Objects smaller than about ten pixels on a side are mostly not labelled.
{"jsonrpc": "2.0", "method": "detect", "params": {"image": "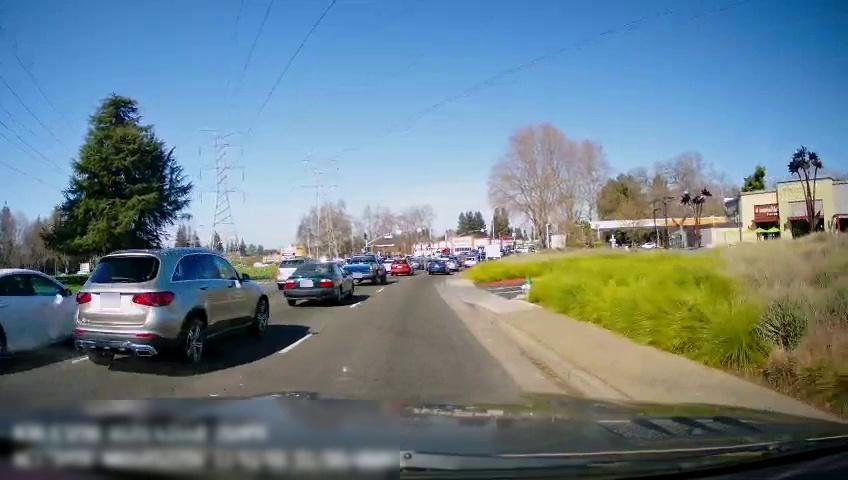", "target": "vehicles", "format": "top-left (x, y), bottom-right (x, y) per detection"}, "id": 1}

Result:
top-left (0, 268), bottom-right (76, 370)
top-left (73, 247), bottom-right (275, 372)
top-left (390, 259), bottom-right (410, 276)
top-left (464, 256), bottom-right (477, 268)
top-left (447, 260), bottom-right (460, 271)
top-left (343, 255), bottom-right (387, 285)
top-left (428, 259), bottom-right (449, 276)
top-left (275, 258), bottom-right (311, 292)
top-left (382, 259), bottom-right (394, 274)
top-left (282, 262), bottom-right (355, 307)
